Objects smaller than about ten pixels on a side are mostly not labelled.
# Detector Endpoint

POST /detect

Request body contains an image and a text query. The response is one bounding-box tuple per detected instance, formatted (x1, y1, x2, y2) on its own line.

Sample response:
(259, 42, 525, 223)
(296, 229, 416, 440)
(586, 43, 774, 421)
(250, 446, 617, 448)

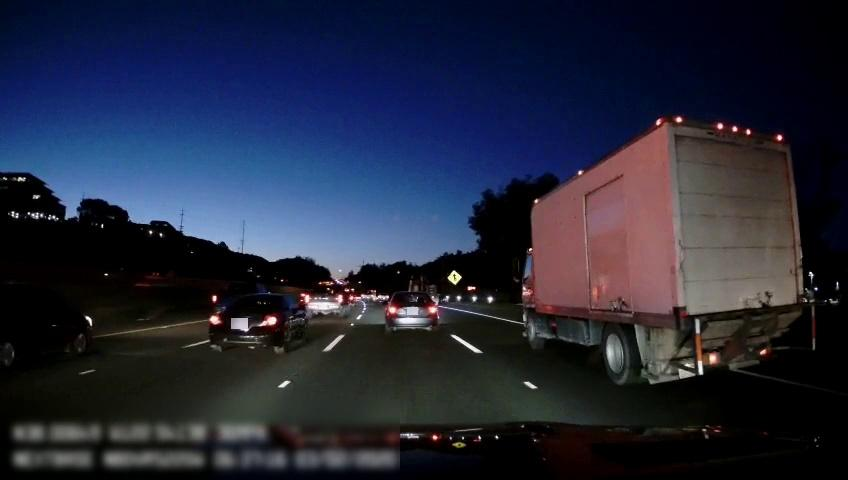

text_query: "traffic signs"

(447, 269, 462, 286)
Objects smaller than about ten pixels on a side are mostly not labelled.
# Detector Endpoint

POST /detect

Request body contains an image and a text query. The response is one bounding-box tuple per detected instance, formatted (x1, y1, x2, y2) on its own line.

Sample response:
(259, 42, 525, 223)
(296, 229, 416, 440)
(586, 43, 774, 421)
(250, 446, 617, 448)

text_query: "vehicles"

(410, 275, 443, 306)
(0, 282, 94, 372)
(210, 281, 270, 314)
(513, 114, 808, 387)
(384, 291, 439, 336)
(208, 292, 309, 353)
(305, 290, 342, 318)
